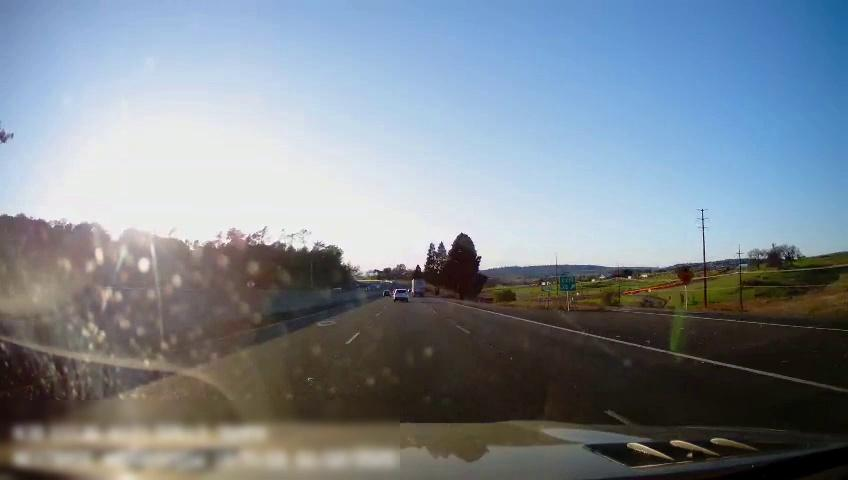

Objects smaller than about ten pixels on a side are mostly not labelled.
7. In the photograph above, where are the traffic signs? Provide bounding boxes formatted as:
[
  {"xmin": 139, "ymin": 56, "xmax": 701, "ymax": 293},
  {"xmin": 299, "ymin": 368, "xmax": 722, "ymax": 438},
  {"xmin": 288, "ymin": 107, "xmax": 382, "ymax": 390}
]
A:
[{"xmin": 559, "ymin": 275, "xmax": 577, "ymax": 292}]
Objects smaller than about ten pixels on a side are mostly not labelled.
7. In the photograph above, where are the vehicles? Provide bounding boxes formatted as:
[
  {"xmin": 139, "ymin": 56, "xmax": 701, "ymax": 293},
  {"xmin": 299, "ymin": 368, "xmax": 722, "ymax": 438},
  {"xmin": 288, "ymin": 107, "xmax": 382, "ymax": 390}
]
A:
[
  {"xmin": 412, "ymin": 279, "xmax": 426, "ymax": 297},
  {"xmin": 393, "ymin": 288, "xmax": 408, "ymax": 302}
]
